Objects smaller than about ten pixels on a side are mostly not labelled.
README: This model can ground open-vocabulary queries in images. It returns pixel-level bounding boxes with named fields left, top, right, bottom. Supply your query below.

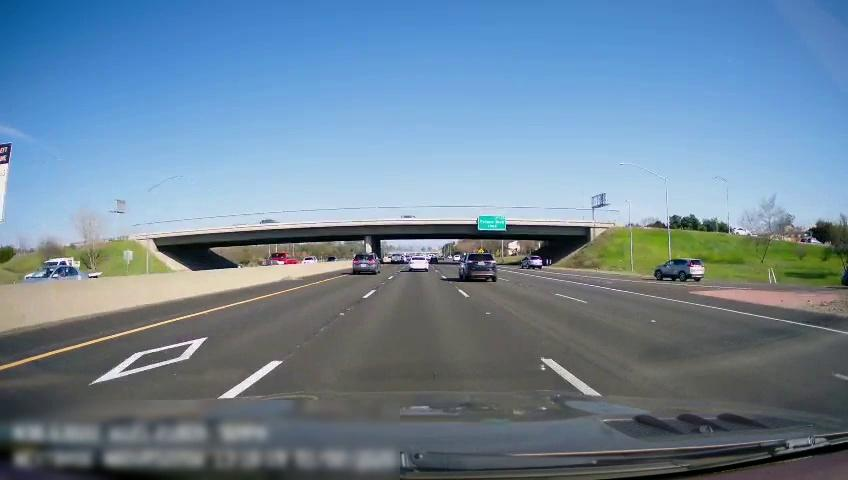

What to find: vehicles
left=458, top=252, right=497, bottom=282
left=408, top=257, right=429, bottom=273
left=654, top=258, right=706, bottom=282
left=261, top=251, right=299, bottom=266
left=352, top=253, right=381, bottom=275
left=22, top=258, right=103, bottom=282
left=29, top=265, right=89, bottom=281
left=520, top=255, right=543, bottom=269
left=390, top=253, right=403, bottom=265
left=840, top=272, right=848, bottom=286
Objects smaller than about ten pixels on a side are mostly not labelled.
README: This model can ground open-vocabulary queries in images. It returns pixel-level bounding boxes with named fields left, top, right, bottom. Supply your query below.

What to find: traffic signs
left=477, top=215, right=507, bottom=231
